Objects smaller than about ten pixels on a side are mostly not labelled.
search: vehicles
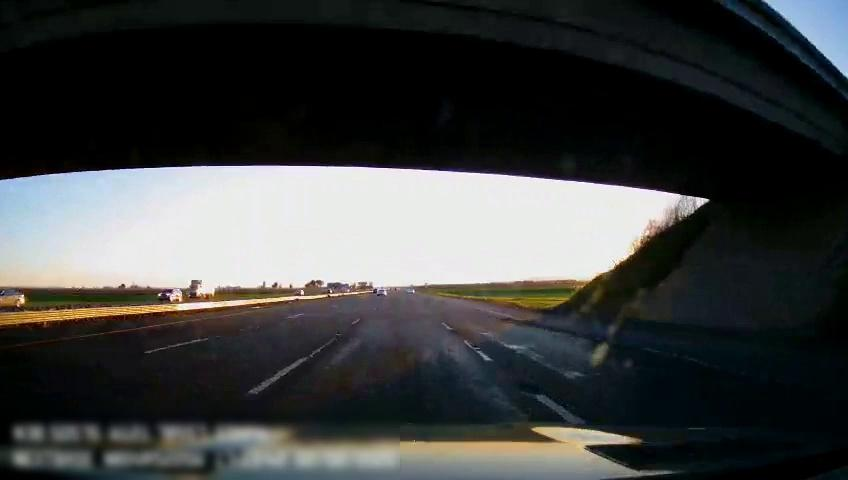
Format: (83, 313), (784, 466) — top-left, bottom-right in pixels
(294, 289), (305, 296)
(377, 289), (387, 296)
(158, 288), (183, 302)
(188, 279), (215, 300)
(0, 288), (26, 309)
